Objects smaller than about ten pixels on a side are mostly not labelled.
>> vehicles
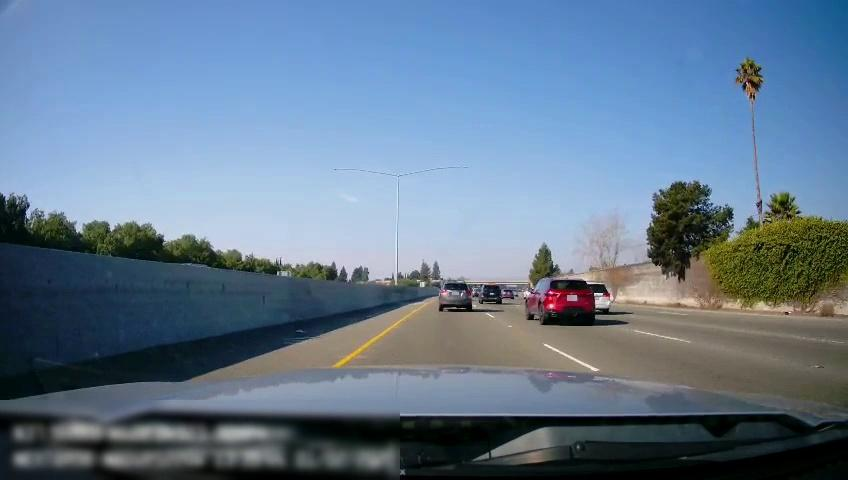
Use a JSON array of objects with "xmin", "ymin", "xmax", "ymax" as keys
[
  {"xmin": 438, "ymin": 279, "xmax": 473, "ymax": 312},
  {"xmin": 478, "ymin": 284, "xmax": 503, "ymax": 305},
  {"xmin": 523, "ymin": 287, "xmax": 535, "ymax": 300},
  {"xmin": 468, "ymin": 288, "xmax": 479, "ymax": 298},
  {"xmin": 577, "ymin": 281, "xmax": 614, "ymax": 314},
  {"xmin": 523, "ymin": 277, "xmax": 596, "ymax": 327},
  {"xmin": 498, "ymin": 288, "xmax": 515, "ymax": 300}
]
